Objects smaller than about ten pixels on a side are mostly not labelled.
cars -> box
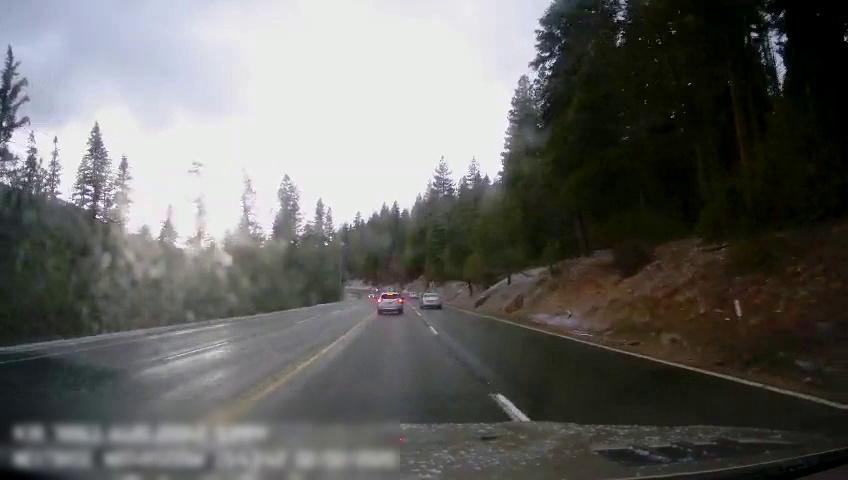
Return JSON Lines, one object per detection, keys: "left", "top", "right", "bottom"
{"left": 421, "top": 293, "right": 442, "bottom": 309}
{"left": 377, "top": 292, "right": 404, "bottom": 316}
